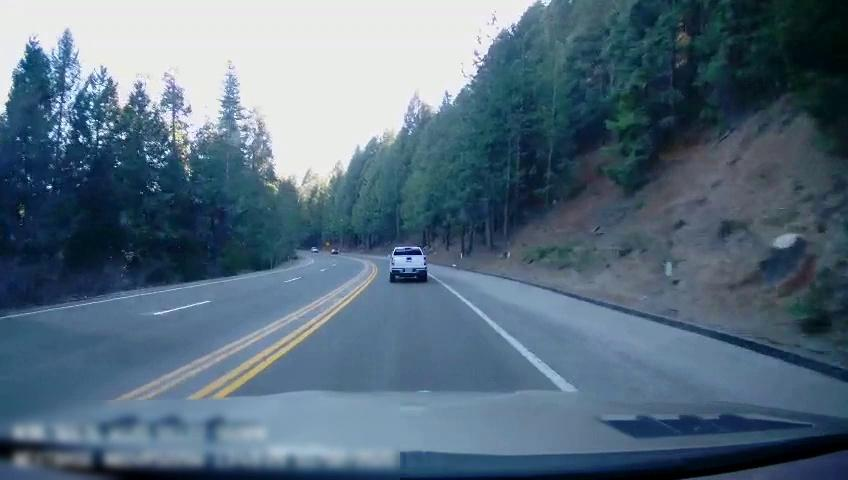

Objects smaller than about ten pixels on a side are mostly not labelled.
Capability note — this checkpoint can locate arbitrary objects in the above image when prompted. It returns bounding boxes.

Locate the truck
[389,245,428,283]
